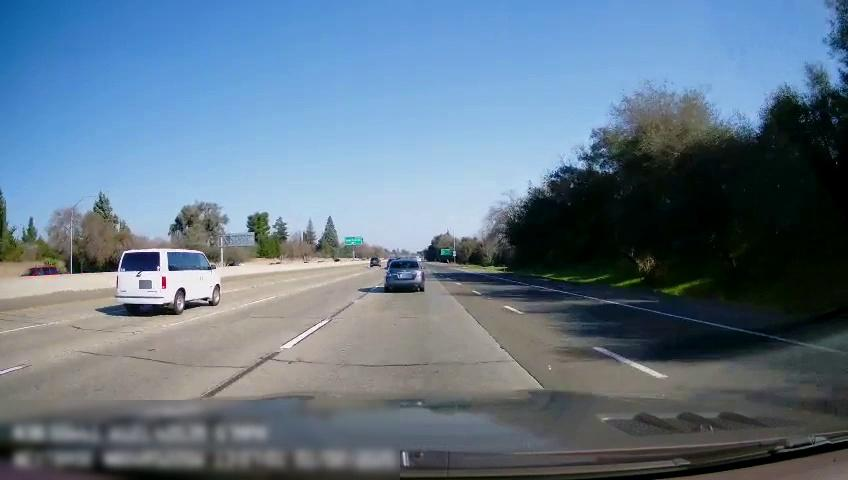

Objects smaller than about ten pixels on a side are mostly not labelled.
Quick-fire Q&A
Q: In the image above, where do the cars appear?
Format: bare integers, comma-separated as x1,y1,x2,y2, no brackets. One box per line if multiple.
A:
384,258,425,292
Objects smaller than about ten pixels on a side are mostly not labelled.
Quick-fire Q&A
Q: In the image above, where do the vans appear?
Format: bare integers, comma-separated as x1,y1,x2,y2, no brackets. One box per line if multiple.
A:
114,248,222,316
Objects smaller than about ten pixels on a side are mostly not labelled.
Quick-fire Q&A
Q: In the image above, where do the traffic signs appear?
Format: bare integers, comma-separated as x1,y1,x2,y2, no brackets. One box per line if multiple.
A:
440,248,452,256
343,236,363,247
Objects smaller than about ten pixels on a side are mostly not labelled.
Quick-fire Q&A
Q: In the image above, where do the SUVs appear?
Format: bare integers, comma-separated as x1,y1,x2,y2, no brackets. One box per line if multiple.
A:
21,266,57,276
369,255,382,268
